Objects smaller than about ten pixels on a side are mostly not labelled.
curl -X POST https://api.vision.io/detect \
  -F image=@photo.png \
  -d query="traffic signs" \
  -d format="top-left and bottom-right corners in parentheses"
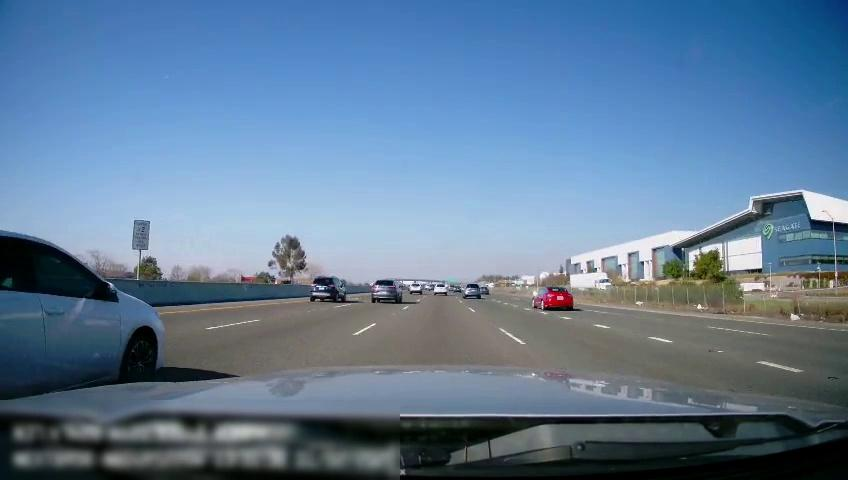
top-left (131, 219), bottom-right (151, 251)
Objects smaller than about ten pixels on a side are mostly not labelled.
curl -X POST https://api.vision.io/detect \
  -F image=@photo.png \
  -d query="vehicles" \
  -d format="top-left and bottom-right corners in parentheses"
top-left (530, 285), bottom-right (574, 312)
top-left (279, 280), bottom-right (292, 285)
top-left (370, 279), bottom-right (403, 304)
top-left (310, 275), bottom-right (347, 303)
top-left (462, 283), bottom-right (481, 300)
top-left (0, 228), bottom-right (167, 401)
top-left (409, 282), bottom-right (423, 296)
top-left (569, 272), bottom-right (613, 292)
top-left (478, 286), bottom-right (490, 296)
top-left (433, 283), bottom-right (448, 296)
